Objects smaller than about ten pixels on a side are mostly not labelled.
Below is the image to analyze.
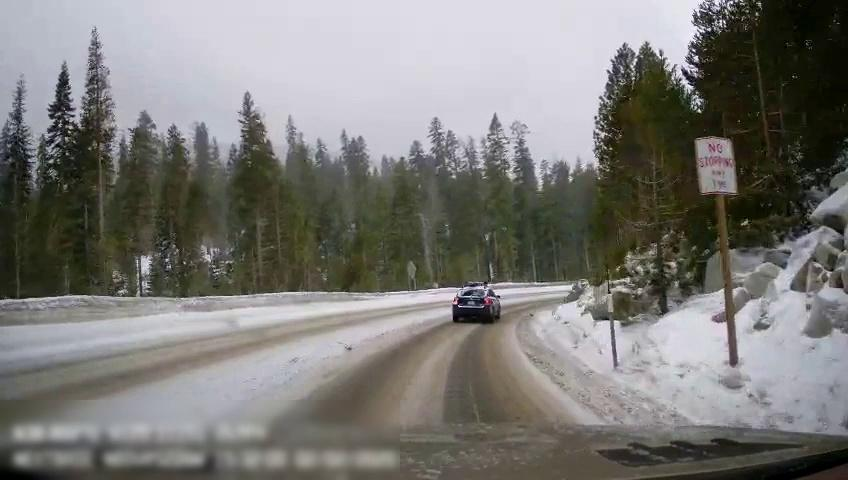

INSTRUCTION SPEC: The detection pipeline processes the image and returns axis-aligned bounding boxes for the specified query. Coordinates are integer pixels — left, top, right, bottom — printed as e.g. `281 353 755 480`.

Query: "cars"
452 280 501 323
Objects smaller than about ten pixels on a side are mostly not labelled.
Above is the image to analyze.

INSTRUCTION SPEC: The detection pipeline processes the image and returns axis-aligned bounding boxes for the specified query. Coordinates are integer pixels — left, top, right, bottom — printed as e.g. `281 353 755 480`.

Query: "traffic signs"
404 259 418 281
695 136 738 196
